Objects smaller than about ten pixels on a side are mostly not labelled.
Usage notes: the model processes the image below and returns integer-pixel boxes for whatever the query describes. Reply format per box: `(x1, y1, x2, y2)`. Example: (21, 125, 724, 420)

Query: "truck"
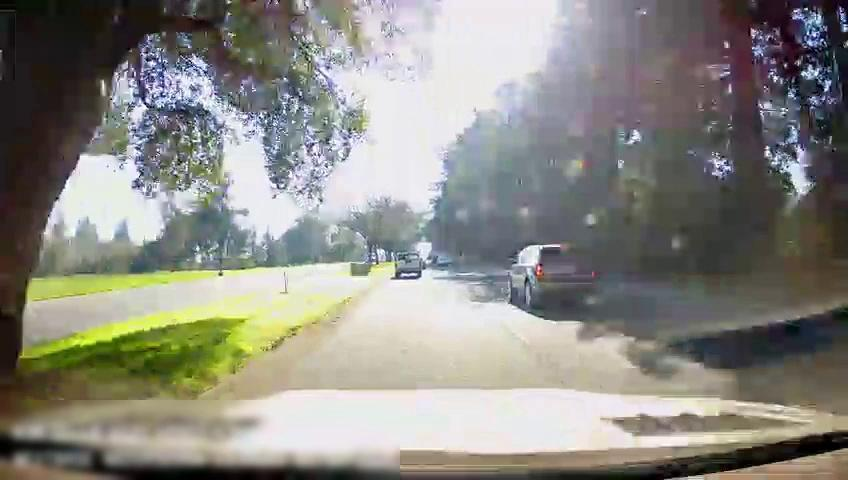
(394, 250, 423, 278)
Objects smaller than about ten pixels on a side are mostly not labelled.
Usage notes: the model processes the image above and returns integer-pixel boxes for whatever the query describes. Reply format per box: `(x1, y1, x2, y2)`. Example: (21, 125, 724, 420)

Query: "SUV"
(505, 243, 600, 312)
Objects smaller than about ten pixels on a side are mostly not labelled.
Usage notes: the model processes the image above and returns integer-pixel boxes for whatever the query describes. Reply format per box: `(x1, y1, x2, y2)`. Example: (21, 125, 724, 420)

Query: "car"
(436, 254, 452, 266)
